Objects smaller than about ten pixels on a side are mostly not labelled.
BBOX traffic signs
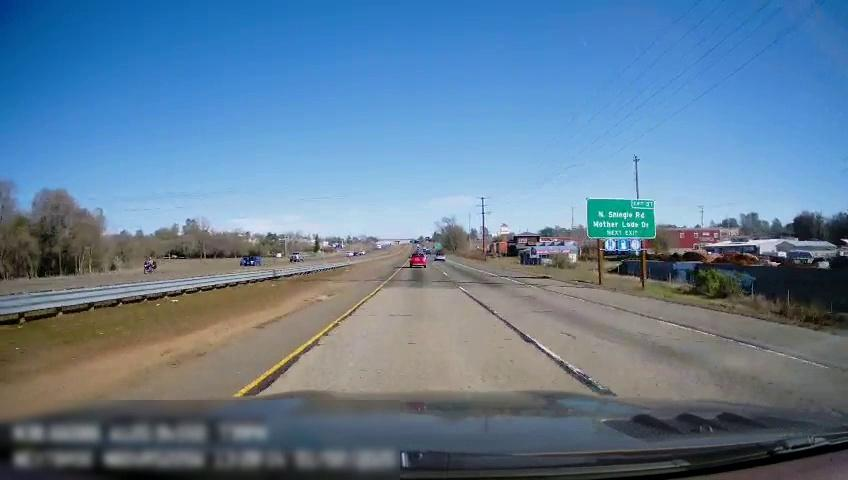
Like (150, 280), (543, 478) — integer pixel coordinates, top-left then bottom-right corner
(587, 198), (657, 241)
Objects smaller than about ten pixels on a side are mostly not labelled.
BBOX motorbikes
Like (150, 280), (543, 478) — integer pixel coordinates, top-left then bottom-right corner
(143, 256), (157, 274)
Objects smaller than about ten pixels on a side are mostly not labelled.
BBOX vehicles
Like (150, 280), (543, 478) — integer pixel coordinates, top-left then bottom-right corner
(238, 255), (251, 266)
(288, 251), (304, 263)
(244, 256), (262, 267)
(409, 251), (428, 268)
(433, 252), (445, 262)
